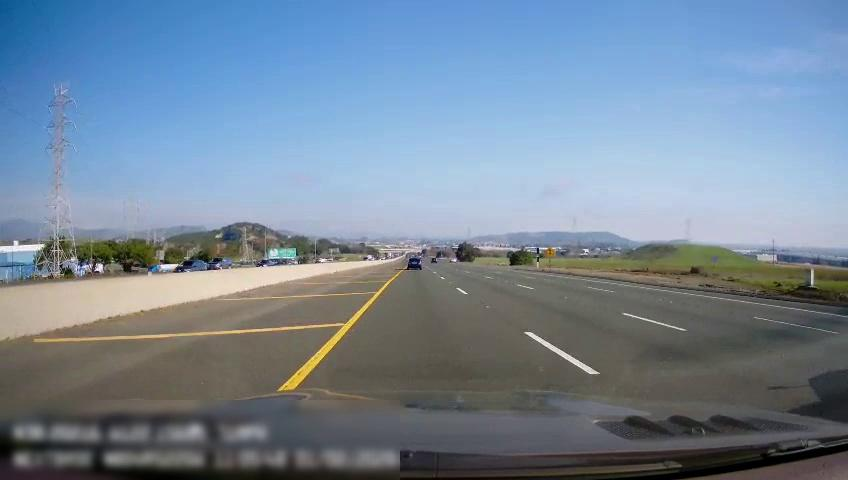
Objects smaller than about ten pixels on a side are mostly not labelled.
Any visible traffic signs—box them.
[267,247,297,259]
[544,246,558,258]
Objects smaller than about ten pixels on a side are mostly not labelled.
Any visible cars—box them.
[255,259,275,268]
[174,259,207,274]
[406,256,422,271]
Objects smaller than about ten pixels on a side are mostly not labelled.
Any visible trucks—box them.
[206,256,233,272]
